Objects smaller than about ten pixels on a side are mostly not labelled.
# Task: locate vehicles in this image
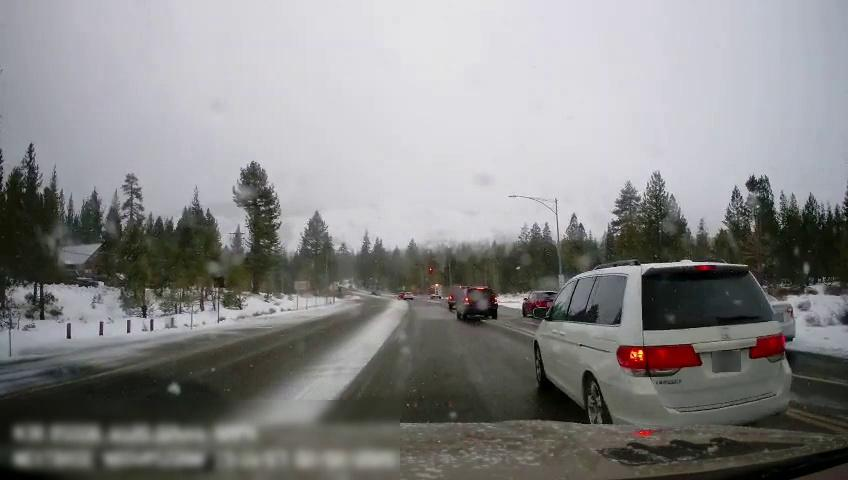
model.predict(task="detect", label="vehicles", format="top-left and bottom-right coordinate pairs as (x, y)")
top-left (456, 285), bottom-right (498, 321)
top-left (764, 292), bottom-right (797, 342)
top-left (429, 284), bottom-right (441, 299)
top-left (402, 291), bottom-right (414, 300)
top-left (447, 285), bottom-right (458, 309)
top-left (521, 290), bottom-right (560, 318)
top-left (532, 258), bottom-right (795, 426)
